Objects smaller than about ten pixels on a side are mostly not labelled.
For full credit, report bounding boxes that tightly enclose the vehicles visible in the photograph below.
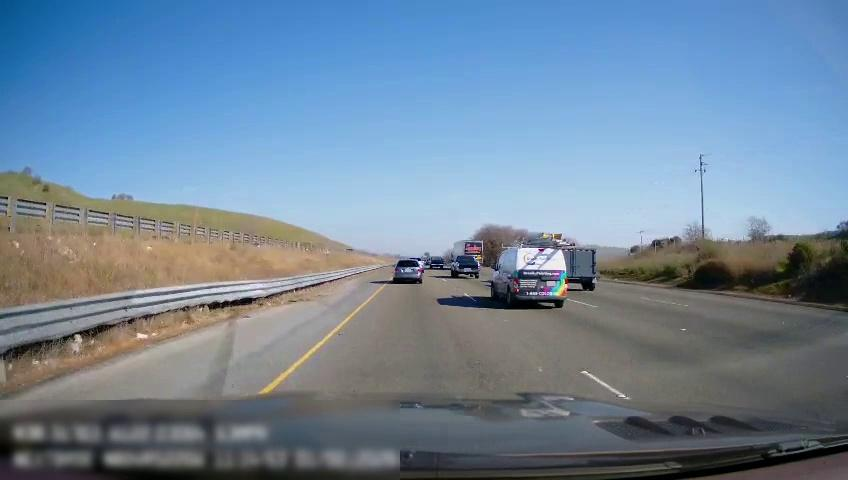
[449,238,484,266]
[490,231,576,309]
[560,247,598,293]
[392,258,423,284]
[429,256,444,269]
[408,257,426,274]
[450,255,480,279]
